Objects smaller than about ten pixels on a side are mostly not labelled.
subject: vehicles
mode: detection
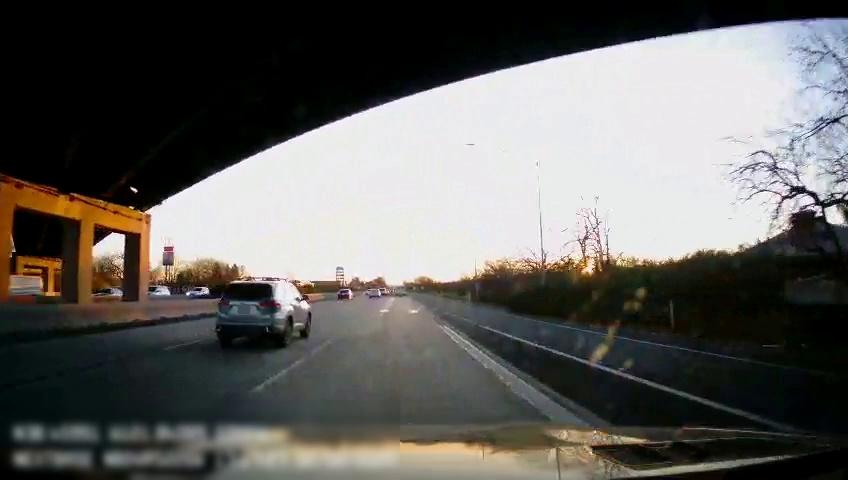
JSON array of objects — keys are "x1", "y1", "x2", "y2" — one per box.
[
  {"x1": 147, "y1": 285, "x2": 171, "y2": 297},
  {"x1": 368, "y1": 288, "x2": 381, "y2": 299},
  {"x1": 185, "y1": 286, "x2": 210, "y2": 296},
  {"x1": 395, "y1": 286, "x2": 406, "y2": 297},
  {"x1": 214, "y1": 277, "x2": 313, "y2": 350},
  {"x1": 8, "y1": 274, "x2": 44, "y2": 297},
  {"x1": 337, "y1": 288, "x2": 354, "y2": 301},
  {"x1": 94, "y1": 287, "x2": 125, "y2": 299}
]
